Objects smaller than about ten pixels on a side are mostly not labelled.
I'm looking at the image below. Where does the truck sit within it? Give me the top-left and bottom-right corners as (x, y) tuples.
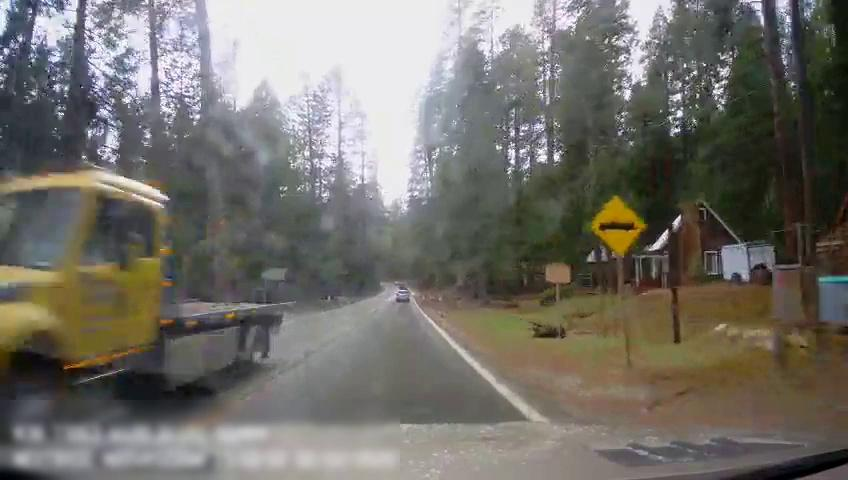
(0, 169), (286, 442)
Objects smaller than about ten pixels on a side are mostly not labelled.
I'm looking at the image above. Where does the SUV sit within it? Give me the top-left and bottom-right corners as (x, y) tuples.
(395, 289), (410, 303)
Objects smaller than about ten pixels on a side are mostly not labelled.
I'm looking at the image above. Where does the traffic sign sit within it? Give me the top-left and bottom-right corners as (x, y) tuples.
(590, 194), (650, 258)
